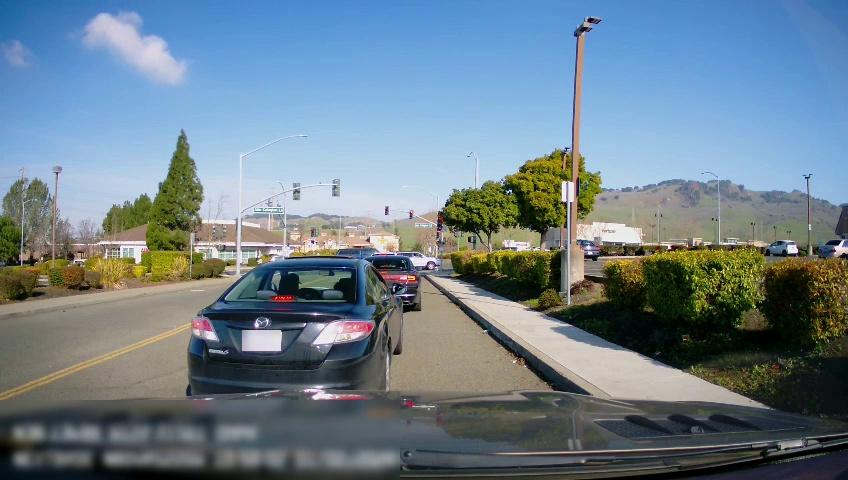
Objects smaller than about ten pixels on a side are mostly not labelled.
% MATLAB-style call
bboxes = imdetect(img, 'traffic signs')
[254,205,285,216]
[417,222,433,229]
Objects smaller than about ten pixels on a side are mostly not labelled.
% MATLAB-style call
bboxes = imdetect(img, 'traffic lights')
[331,179,340,196]
[291,183,300,201]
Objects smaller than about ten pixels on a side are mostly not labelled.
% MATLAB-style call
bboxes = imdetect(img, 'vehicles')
[338,246,382,258]
[577,237,602,260]
[367,255,424,311]
[184,255,405,396]
[764,239,799,256]
[72,258,87,268]
[817,237,848,270]
[398,250,441,270]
